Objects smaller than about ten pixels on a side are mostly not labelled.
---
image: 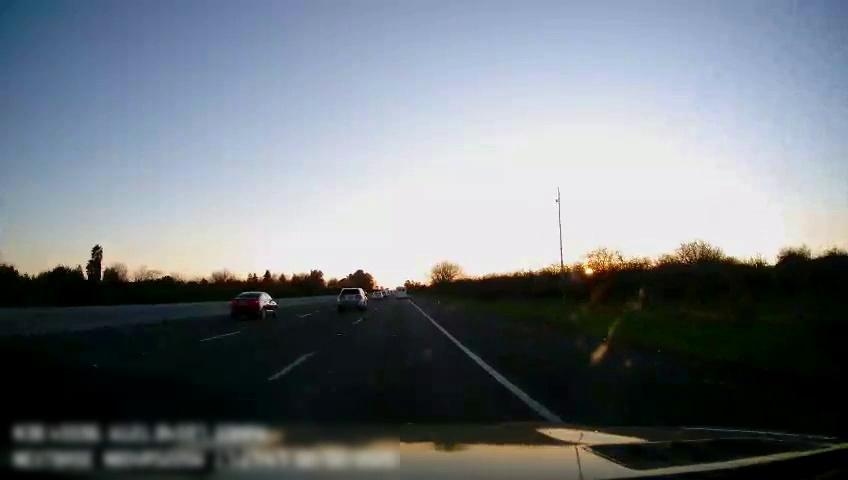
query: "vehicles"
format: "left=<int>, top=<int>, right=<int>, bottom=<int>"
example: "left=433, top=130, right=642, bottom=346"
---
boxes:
left=335, top=287, right=368, bottom=313
left=371, top=290, right=384, bottom=301
left=394, top=286, right=408, bottom=298
left=230, top=291, right=280, bottom=322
